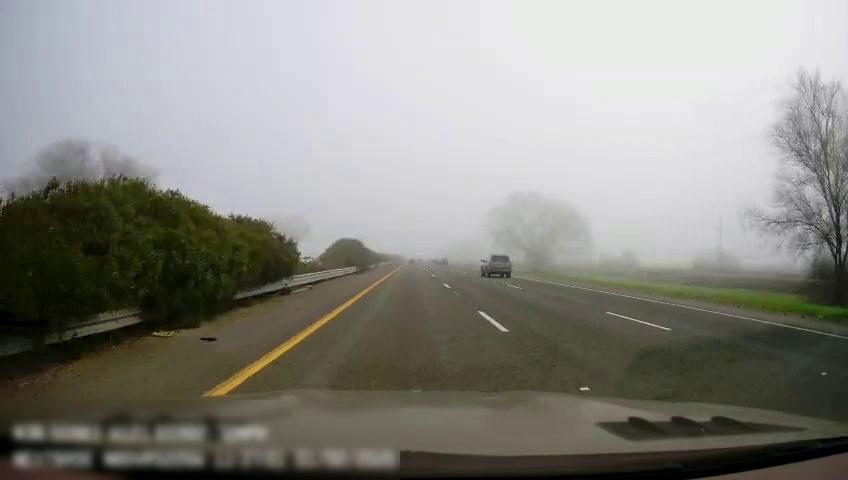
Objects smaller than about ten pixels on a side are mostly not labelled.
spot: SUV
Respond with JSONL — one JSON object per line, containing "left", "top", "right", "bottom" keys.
{"left": 480, "top": 255, "right": 511, "bottom": 279}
